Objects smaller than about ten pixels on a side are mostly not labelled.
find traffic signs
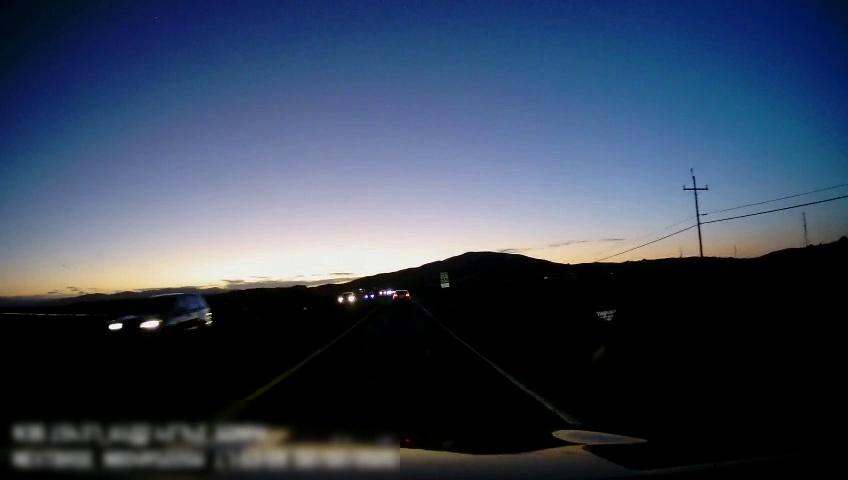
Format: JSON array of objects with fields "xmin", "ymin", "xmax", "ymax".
[{"xmin": 440, "ymin": 271, "xmax": 449, "ymax": 284}]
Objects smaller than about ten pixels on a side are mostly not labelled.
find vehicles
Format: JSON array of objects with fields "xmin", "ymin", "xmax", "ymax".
[
  {"xmin": 392, "ymin": 290, "xmax": 412, "ymax": 305},
  {"xmin": 106, "ymin": 293, "xmax": 214, "ymax": 344},
  {"xmin": 363, "ymin": 291, "xmax": 375, "ymax": 300},
  {"xmin": 336, "ymin": 291, "xmax": 357, "ymax": 305}
]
